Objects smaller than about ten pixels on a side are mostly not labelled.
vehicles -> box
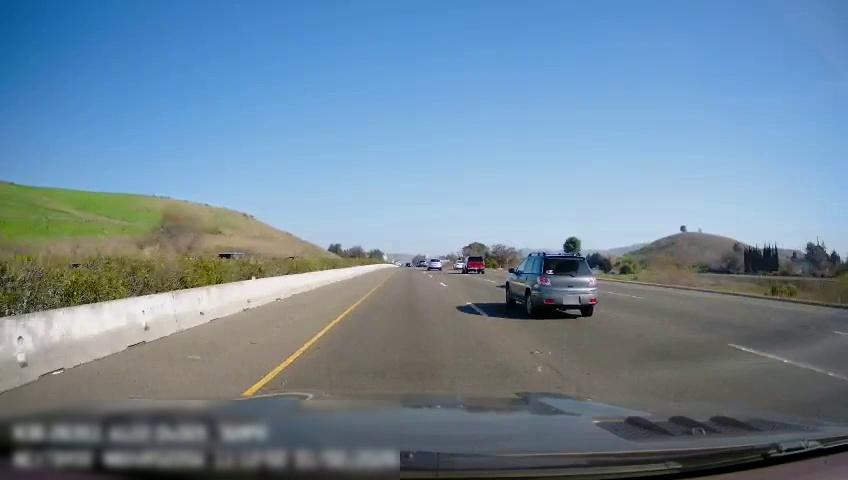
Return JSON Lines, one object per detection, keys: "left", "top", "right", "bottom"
{"left": 427, "top": 258, "right": 442, "bottom": 271}
{"left": 462, "top": 256, "right": 486, "bottom": 274}
{"left": 453, "top": 259, "right": 463, "bottom": 271}
{"left": 505, "top": 254, "right": 599, "bottom": 316}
